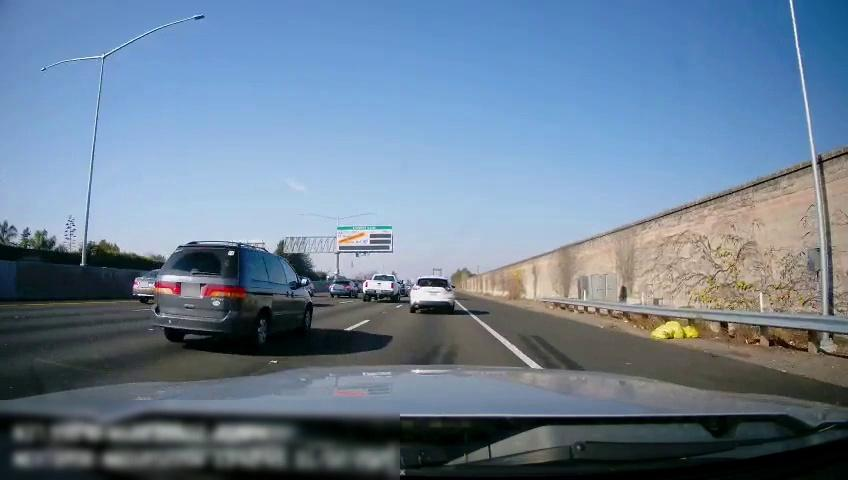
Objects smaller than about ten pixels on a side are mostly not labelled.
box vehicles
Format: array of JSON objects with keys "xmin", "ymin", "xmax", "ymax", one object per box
[
  {"xmin": 329, "ymin": 280, "xmax": 359, "ymax": 298},
  {"xmin": 362, "ymin": 274, "xmax": 403, "ymax": 303},
  {"xmin": 400, "ymin": 283, "xmax": 409, "ymax": 297},
  {"xmin": 410, "ymin": 277, "xmax": 456, "ymax": 314},
  {"xmin": 305, "ymin": 278, "xmax": 315, "ymax": 296},
  {"xmin": 131, "ymin": 268, "xmax": 161, "ymax": 304},
  {"xmin": 151, "ymin": 240, "xmax": 313, "ymax": 351}
]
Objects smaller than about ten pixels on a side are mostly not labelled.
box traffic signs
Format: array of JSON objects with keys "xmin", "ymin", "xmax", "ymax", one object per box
[{"xmin": 336, "ymin": 224, "xmax": 393, "ymax": 252}]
